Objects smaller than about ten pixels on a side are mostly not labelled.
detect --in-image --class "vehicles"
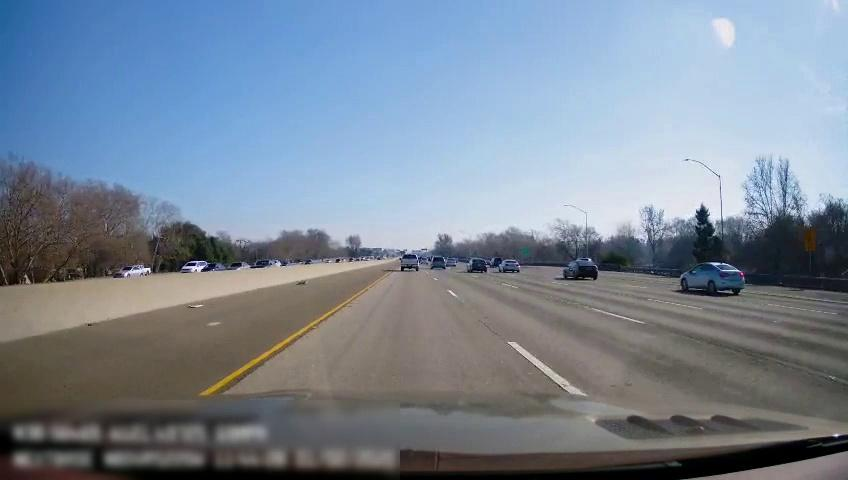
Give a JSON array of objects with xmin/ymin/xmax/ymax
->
[
  {"xmin": 488, "ymin": 256, "xmax": 504, "ymax": 269},
  {"xmin": 679, "ymin": 261, "xmax": 747, "ymax": 296},
  {"xmin": 465, "ymin": 257, "xmax": 487, "ymax": 274},
  {"xmin": 180, "ymin": 260, "xmax": 209, "ymax": 274},
  {"xmin": 250, "ymin": 258, "xmax": 277, "ymax": 269},
  {"xmin": 199, "ymin": 261, "xmax": 226, "ymax": 273},
  {"xmin": 225, "ymin": 261, "xmax": 251, "ymax": 271},
  {"xmin": 562, "ymin": 259, "xmax": 598, "ymax": 280},
  {"xmin": 132, "ymin": 264, "xmax": 152, "ymax": 277},
  {"xmin": 498, "ymin": 259, "xmax": 520, "ymax": 274},
  {"xmin": 112, "ymin": 265, "xmax": 145, "ymax": 279},
  {"xmin": 430, "ymin": 255, "xmax": 447, "ymax": 270},
  {"xmin": 399, "ymin": 254, "xmax": 421, "ymax": 272}
]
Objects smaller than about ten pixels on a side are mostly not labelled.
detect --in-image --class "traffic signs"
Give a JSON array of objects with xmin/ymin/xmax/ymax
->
[
  {"xmin": 518, "ymin": 247, "xmax": 529, "ymax": 257},
  {"xmin": 800, "ymin": 227, "xmax": 817, "ymax": 251}
]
